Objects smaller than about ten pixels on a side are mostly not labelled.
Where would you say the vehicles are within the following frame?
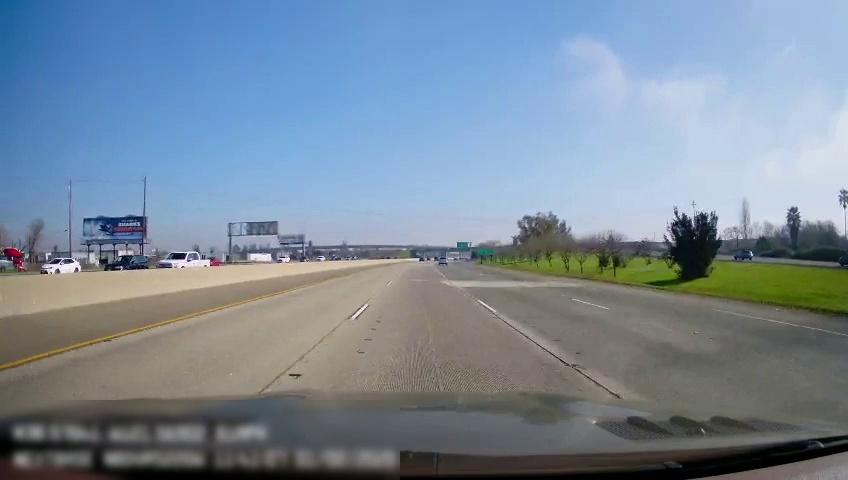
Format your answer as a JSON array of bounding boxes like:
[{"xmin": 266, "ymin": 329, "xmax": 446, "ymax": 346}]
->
[
  {"xmin": 276, "ymin": 256, "xmax": 291, "ymax": 264},
  {"xmin": 40, "ymin": 257, "xmax": 82, "ymax": 275},
  {"xmin": 103, "ymin": 255, "xmax": 152, "ymax": 272},
  {"xmin": 735, "ymin": 248, "xmax": 753, "ymax": 260},
  {"xmin": 209, "ymin": 258, "xmax": 224, "ymax": 267},
  {"xmin": 839, "ymin": 252, "xmax": 848, "ymax": 266},
  {"xmin": 155, "ymin": 251, "xmax": 210, "ymax": 270}
]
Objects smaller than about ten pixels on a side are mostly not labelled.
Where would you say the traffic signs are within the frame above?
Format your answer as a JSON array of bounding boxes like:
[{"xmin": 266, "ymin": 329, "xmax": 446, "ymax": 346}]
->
[
  {"xmin": 456, "ymin": 241, "xmax": 468, "ymax": 250},
  {"xmin": 477, "ymin": 249, "xmax": 496, "ymax": 256},
  {"xmin": 244, "ymin": 221, "xmax": 280, "ymax": 236}
]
